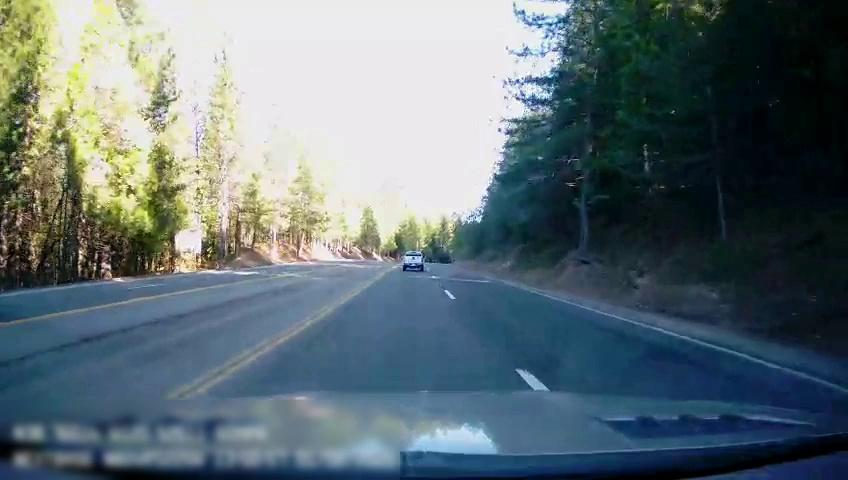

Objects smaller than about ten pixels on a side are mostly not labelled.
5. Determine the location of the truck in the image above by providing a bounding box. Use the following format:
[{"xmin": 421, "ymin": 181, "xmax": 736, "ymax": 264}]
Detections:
[{"xmin": 402, "ymin": 250, "xmax": 425, "ymax": 272}]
